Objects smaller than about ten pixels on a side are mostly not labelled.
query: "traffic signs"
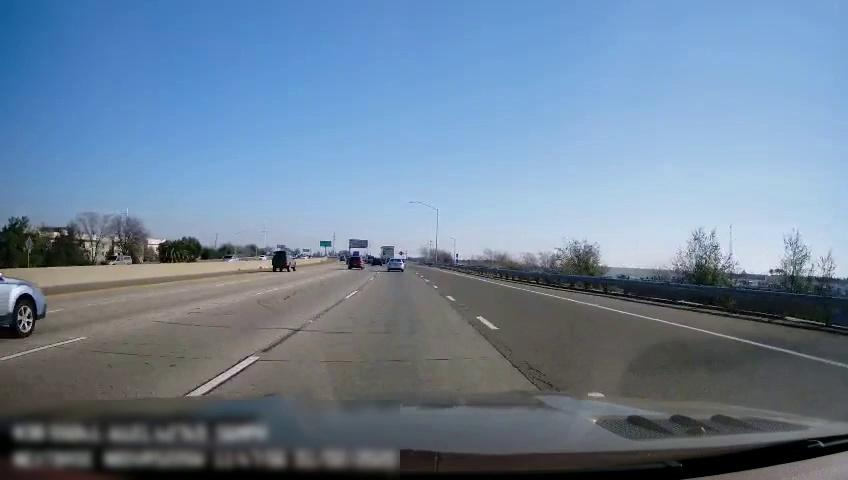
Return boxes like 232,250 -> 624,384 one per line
318,241 -> 331,247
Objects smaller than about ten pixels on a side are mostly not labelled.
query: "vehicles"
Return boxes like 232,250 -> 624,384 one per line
347,255 -> 365,270
0,271 -> 48,340
381,245 -> 394,258
386,257 -> 406,273
271,253 -> 298,273
222,254 -> 241,262
371,256 -> 384,266
99,255 -> 133,266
